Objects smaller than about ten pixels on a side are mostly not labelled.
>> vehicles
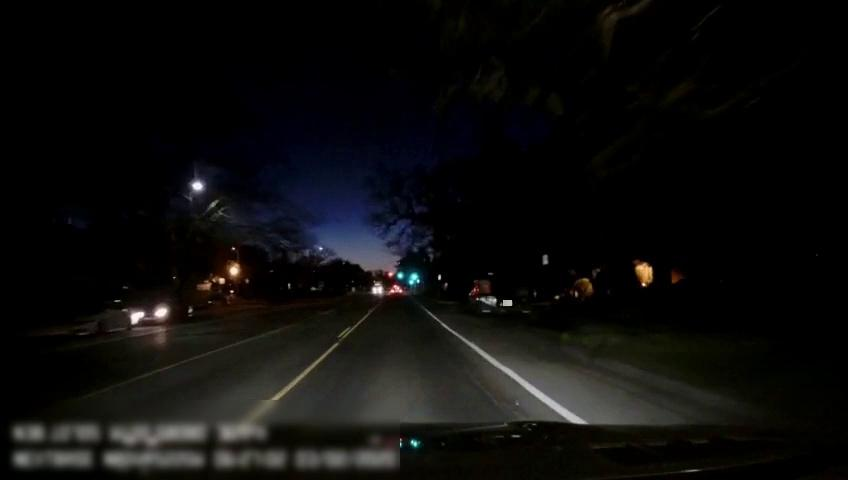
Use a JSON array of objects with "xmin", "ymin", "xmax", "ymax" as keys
[
  {"xmin": 461, "ymin": 279, "xmax": 515, "ymax": 318},
  {"xmin": 66, "ymin": 302, "xmax": 132, "ymax": 337},
  {"xmin": 123, "ymin": 286, "xmax": 193, "ymax": 327}
]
